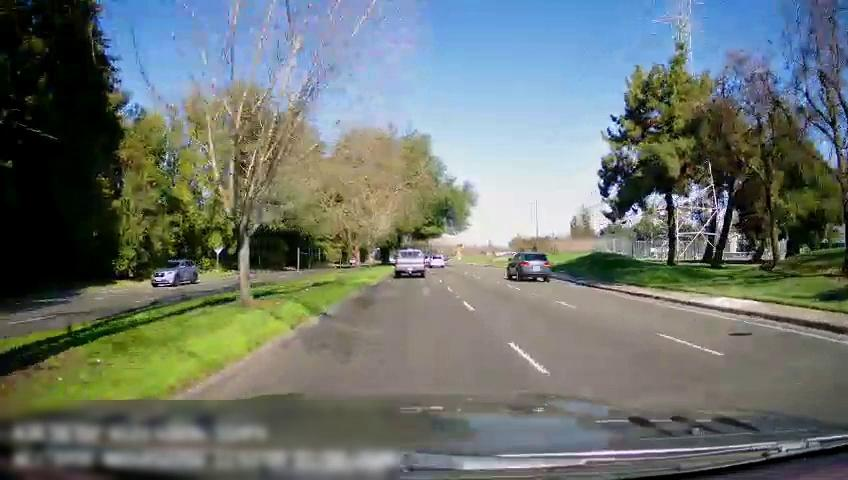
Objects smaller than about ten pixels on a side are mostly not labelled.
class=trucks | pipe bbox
[395,250,426,278]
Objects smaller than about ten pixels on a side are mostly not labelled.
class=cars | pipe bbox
[428,255,444,268]
[150,259,200,287]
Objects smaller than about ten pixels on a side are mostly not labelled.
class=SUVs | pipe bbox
[506,252,552,283]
